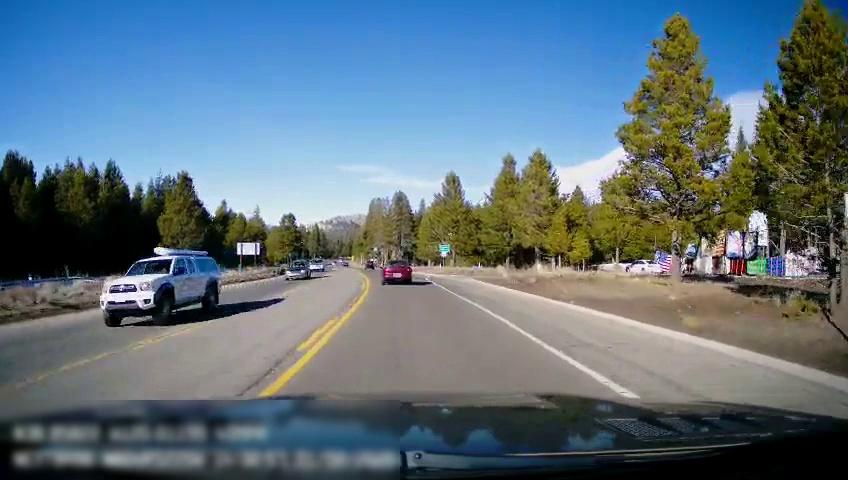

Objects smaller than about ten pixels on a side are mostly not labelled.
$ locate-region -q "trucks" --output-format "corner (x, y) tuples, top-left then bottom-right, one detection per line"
(99, 246), (223, 328)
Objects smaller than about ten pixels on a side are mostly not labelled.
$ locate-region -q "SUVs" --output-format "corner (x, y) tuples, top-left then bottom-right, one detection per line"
(308, 258), (325, 273)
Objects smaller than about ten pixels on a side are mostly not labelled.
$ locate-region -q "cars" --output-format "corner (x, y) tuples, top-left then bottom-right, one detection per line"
(625, 259), (661, 274)
(380, 260), (413, 286)
(284, 261), (312, 281)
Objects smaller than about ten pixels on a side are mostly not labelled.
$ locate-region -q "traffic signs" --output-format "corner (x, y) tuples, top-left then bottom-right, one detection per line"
(236, 241), (261, 256)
